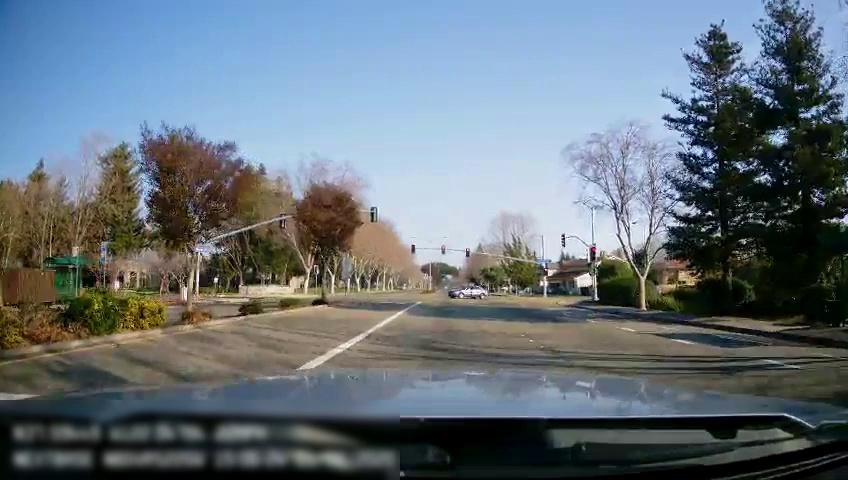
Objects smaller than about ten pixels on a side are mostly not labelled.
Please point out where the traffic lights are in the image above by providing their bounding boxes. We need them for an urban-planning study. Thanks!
[441,244,446,255]
[465,247,471,258]
[589,246,597,262]
[279,213,287,230]
[313,264,319,275]
[560,233,567,249]
[411,244,416,255]
[370,206,378,224]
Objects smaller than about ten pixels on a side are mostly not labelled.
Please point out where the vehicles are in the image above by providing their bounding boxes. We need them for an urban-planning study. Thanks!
[551,286,574,296]
[531,285,553,295]
[447,285,489,300]
[499,283,522,294]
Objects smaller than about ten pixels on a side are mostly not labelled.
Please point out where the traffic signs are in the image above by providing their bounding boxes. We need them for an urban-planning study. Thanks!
[535,258,553,264]
[194,244,209,253]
